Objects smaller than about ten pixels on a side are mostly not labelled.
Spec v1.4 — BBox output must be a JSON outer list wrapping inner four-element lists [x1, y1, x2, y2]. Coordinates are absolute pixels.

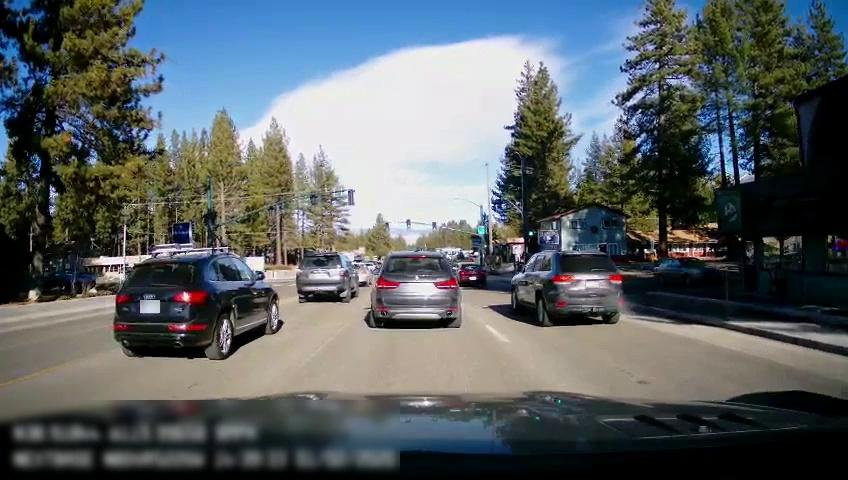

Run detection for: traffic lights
[[347, 190, 355, 206], [528, 227, 535, 242], [405, 218, 410, 230]]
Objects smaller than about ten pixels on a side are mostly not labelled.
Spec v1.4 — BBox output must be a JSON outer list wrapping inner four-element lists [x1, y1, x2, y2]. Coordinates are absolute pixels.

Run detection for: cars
[[456, 263, 486, 289], [358, 261, 370, 287]]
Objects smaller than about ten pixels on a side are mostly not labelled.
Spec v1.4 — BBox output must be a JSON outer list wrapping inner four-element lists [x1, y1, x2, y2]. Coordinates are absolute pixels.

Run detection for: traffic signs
[[477, 223, 489, 238]]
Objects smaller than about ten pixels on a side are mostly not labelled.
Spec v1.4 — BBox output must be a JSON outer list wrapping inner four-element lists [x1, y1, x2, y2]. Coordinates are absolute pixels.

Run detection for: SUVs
[[508, 251, 625, 324], [370, 254, 460, 330], [113, 256, 282, 360], [298, 252, 361, 303]]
